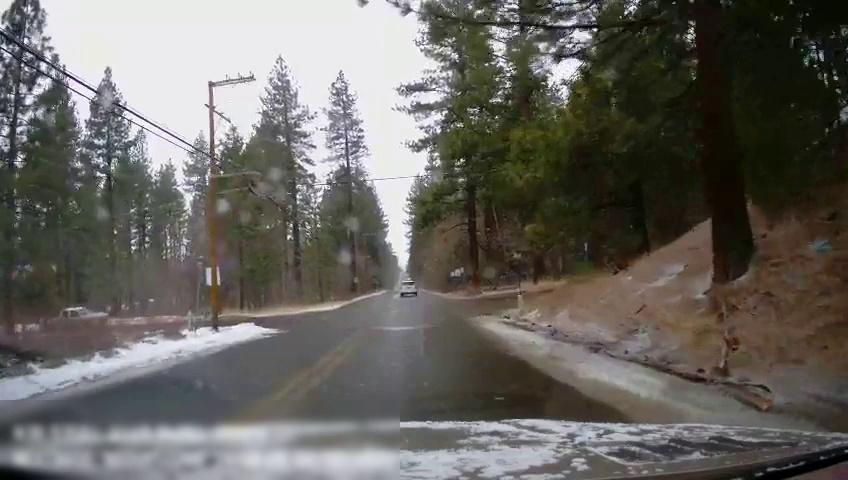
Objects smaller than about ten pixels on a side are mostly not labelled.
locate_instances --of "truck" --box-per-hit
[56,306,108,318]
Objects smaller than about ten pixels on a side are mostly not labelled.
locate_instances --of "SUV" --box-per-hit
[398,279,418,297]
